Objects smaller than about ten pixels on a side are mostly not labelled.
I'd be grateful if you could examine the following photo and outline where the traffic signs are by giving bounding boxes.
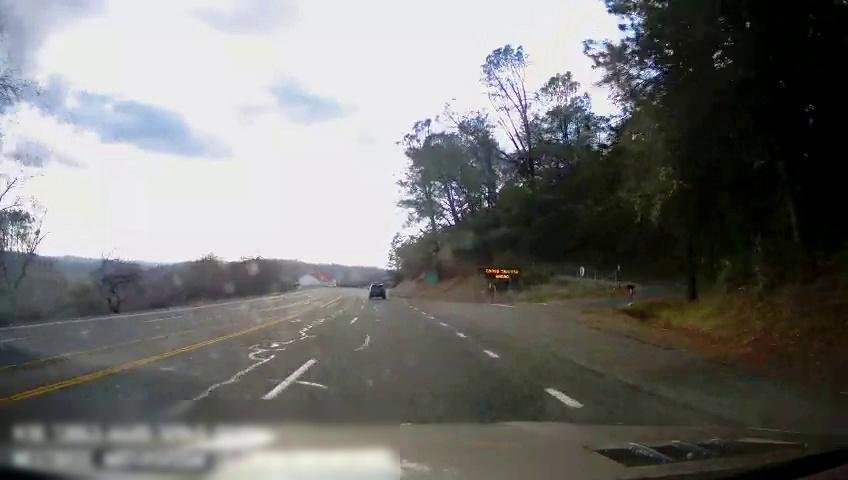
[485,269,519,282]
[578,265,585,277]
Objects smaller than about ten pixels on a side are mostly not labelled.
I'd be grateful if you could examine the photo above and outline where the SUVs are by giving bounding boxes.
[368,283,386,299]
